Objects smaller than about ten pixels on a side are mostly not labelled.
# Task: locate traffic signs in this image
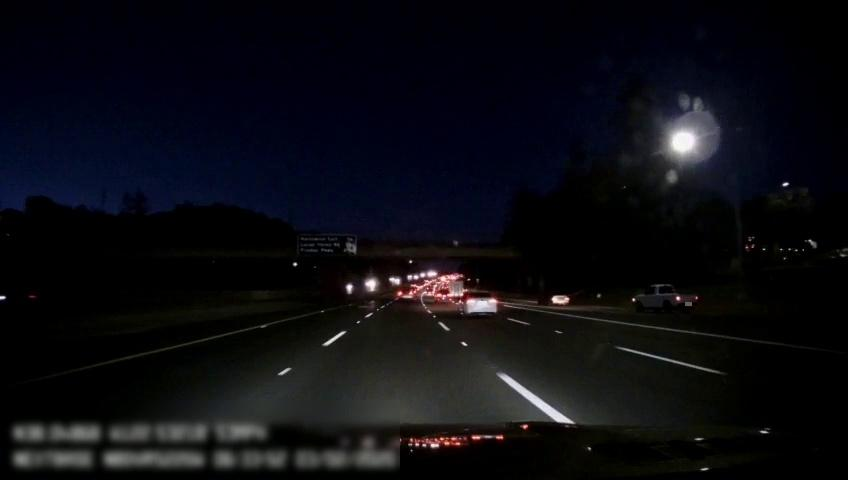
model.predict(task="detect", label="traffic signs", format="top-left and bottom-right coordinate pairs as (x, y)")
top-left (297, 233), bottom-right (357, 256)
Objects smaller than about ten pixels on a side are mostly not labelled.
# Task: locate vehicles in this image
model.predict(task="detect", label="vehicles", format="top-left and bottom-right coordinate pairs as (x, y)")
top-left (456, 290), bottom-right (498, 320)
top-left (450, 281), bottom-right (464, 302)
top-left (434, 288), bottom-right (451, 303)
top-left (631, 283), bottom-right (700, 313)
top-left (397, 288), bottom-right (414, 302)
top-left (536, 290), bottom-right (570, 307)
